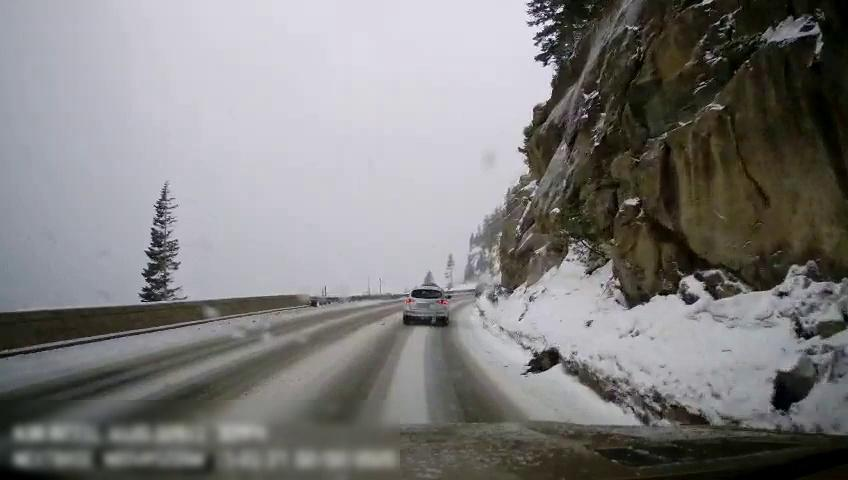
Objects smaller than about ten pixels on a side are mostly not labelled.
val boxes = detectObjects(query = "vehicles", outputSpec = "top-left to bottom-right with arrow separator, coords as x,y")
475,282 -> 491,297
401,286 -> 453,327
